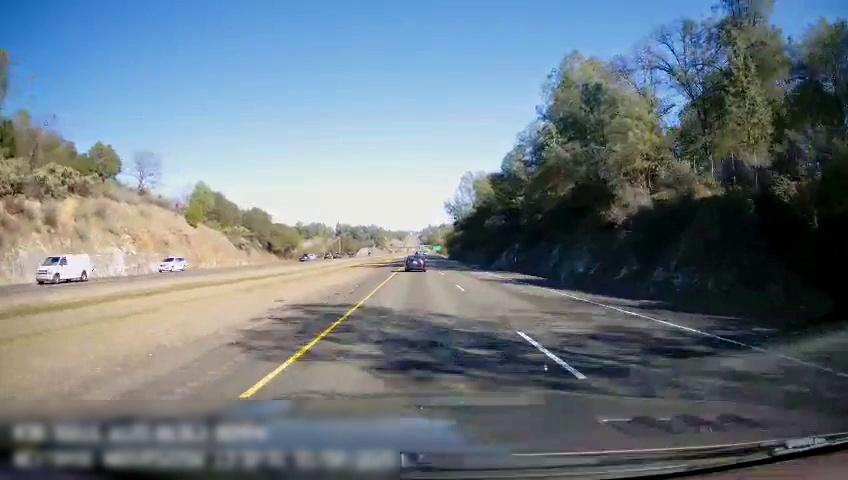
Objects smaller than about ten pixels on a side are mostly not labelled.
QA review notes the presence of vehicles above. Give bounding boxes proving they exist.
[158,256,188,273]
[296,254,310,261]
[35,254,90,285]
[307,254,317,260]
[405,256,426,272]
